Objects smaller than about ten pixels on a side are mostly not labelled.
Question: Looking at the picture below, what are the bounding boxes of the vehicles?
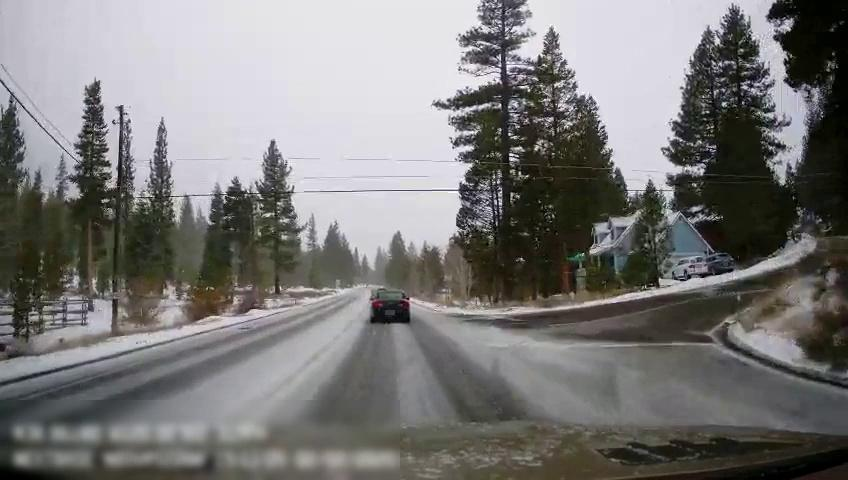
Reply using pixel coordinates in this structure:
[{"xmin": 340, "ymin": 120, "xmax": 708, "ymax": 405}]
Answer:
[
  {"xmin": 370, "ymin": 291, "xmax": 411, "ymax": 323},
  {"xmin": 705, "ymin": 253, "xmax": 735, "ymax": 276},
  {"xmin": 373, "ymin": 288, "xmax": 388, "ymax": 298},
  {"xmin": 671, "ymin": 257, "xmax": 708, "ymax": 281}
]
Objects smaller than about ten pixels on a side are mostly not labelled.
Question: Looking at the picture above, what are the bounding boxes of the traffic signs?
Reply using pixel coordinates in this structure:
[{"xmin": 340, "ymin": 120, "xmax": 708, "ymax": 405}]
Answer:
[{"xmin": 567, "ymin": 257, "xmax": 585, "ymax": 262}]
